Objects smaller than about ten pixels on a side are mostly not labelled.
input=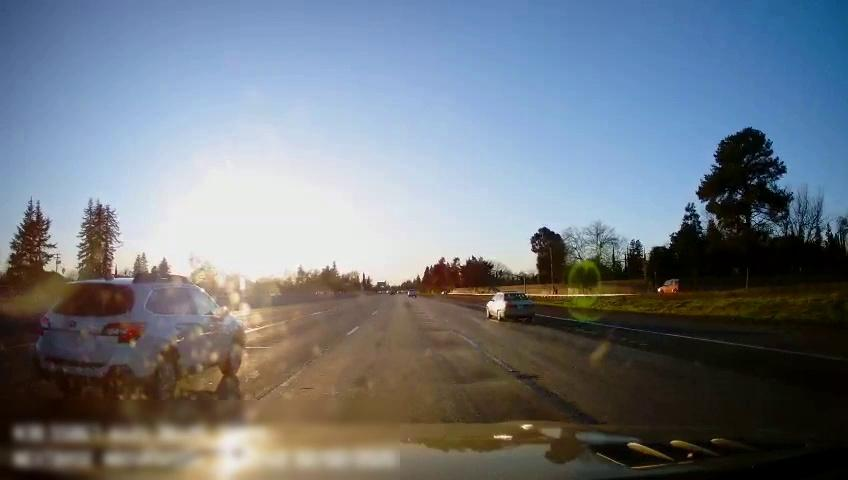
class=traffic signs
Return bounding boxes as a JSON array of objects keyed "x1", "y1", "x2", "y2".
[{"x1": 377, "y1": 281, "x2": 388, "y2": 287}]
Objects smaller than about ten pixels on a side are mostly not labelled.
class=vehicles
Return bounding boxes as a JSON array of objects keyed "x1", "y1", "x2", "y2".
[
  {"x1": 486, "y1": 291, "x2": 536, "y2": 324},
  {"x1": 407, "y1": 288, "x2": 419, "y2": 298},
  {"x1": 656, "y1": 278, "x2": 690, "y2": 295},
  {"x1": 35, "y1": 277, "x2": 247, "y2": 415}
]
